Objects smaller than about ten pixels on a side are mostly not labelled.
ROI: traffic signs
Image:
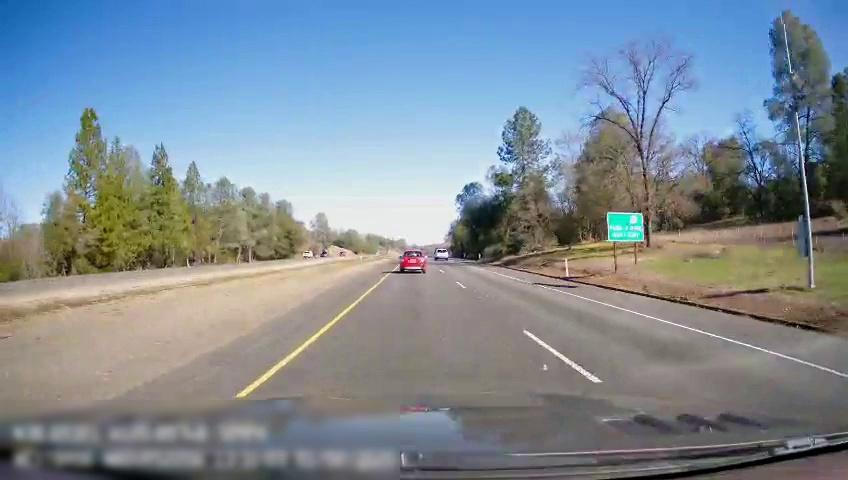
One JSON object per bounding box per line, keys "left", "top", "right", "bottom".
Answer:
{"left": 607, "top": 212, "right": 645, "bottom": 242}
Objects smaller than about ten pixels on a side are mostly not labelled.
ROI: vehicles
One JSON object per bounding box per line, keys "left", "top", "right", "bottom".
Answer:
{"left": 302, "top": 250, "right": 314, "bottom": 258}
{"left": 398, "top": 251, "right": 428, "bottom": 274}
{"left": 434, "top": 248, "right": 449, "bottom": 260}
